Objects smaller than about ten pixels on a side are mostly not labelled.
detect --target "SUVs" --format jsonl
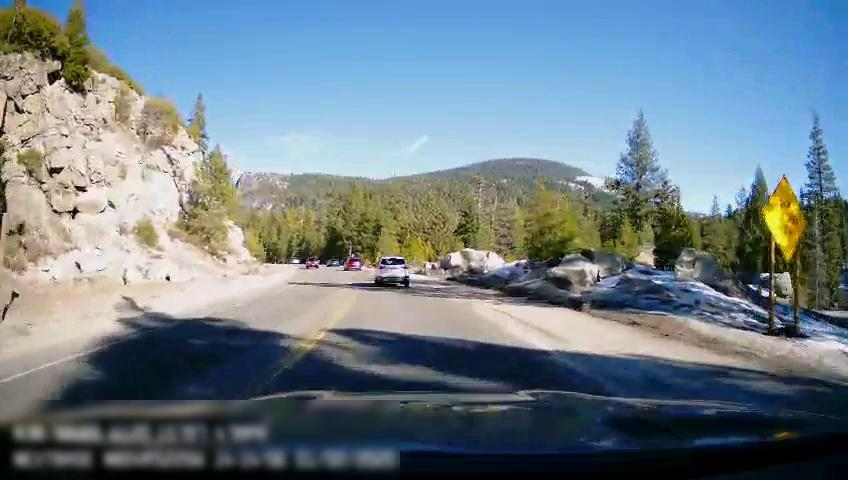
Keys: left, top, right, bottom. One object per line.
{"left": 343, "top": 257, "right": 362, "bottom": 272}
{"left": 371, "top": 256, "right": 410, "bottom": 288}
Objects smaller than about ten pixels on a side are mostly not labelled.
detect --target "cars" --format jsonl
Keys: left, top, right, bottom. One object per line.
{"left": 326, "top": 258, "right": 340, "bottom": 268}
{"left": 303, "top": 256, "right": 321, "bottom": 270}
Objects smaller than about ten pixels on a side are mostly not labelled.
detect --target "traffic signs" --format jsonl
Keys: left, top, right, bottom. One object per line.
{"left": 760, "top": 174, "right": 809, "bottom": 262}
